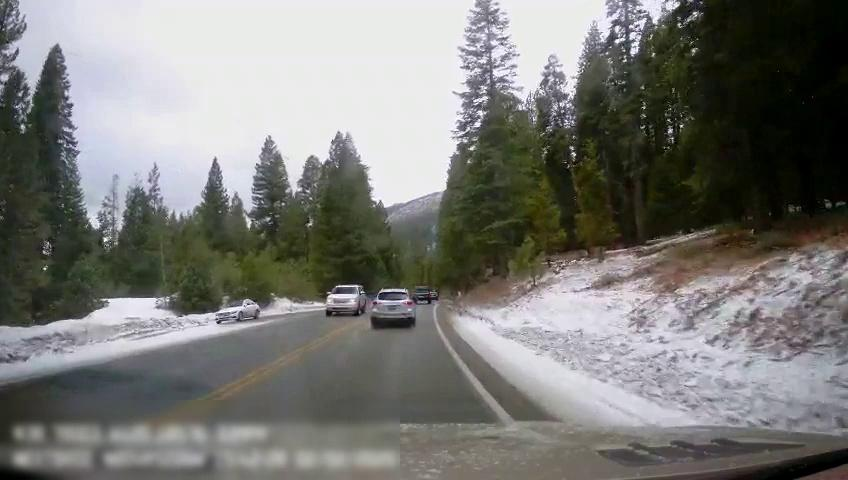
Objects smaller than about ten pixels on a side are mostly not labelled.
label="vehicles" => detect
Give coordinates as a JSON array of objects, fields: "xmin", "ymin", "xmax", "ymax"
[
  {"xmin": 430, "ymin": 290, "xmax": 438, "ymax": 301},
  {"xmin": 325, "ymin": 284, "xmax": 367, "ymax": 317},
  {"xmin": 412, "ymin": 287, "xmax": 431, "ymax": 303},
  {"xmin": 372, "ymin": 289, "xmax": 416, "ymax": 328},
  {"xmin": 216, "ymin": 299, "xmax": 261, "ymax": 324}
]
